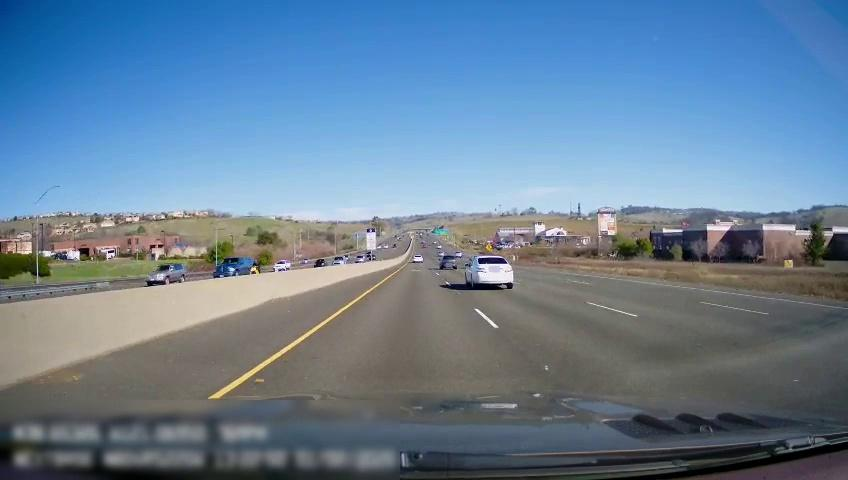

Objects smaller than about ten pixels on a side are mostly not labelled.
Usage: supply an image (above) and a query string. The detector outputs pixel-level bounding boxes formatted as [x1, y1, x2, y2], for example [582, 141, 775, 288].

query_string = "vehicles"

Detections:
[314, 258, 327, 267]
[215, 257, 252, 278]
[332, 256, 347, 264]
[464, 255, 514, 290]
[272, 260, 291, 271]
[438, 254, 458, 270]
[464, 256, 478, 268]
[412, 254, 423, 263]
[145, 264, 185, 287]
[355, 255, 365, 263]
